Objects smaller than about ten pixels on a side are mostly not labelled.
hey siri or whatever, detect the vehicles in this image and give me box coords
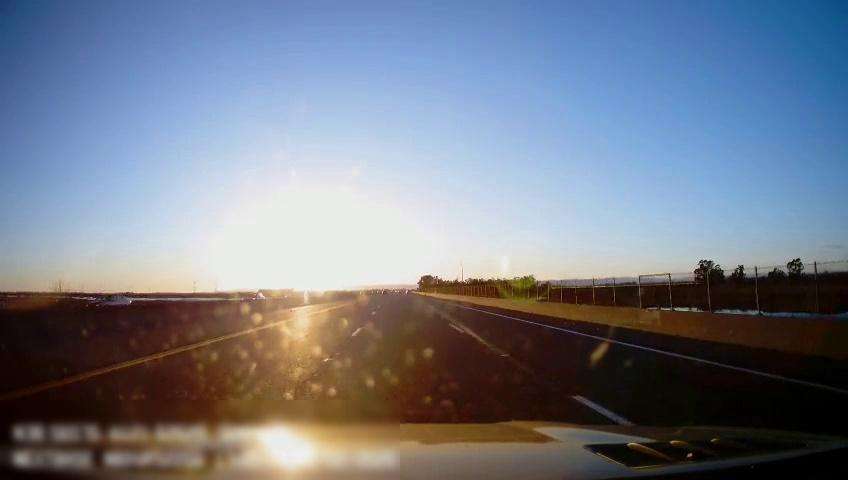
[241,292,266,302]
[83,293,132,309]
